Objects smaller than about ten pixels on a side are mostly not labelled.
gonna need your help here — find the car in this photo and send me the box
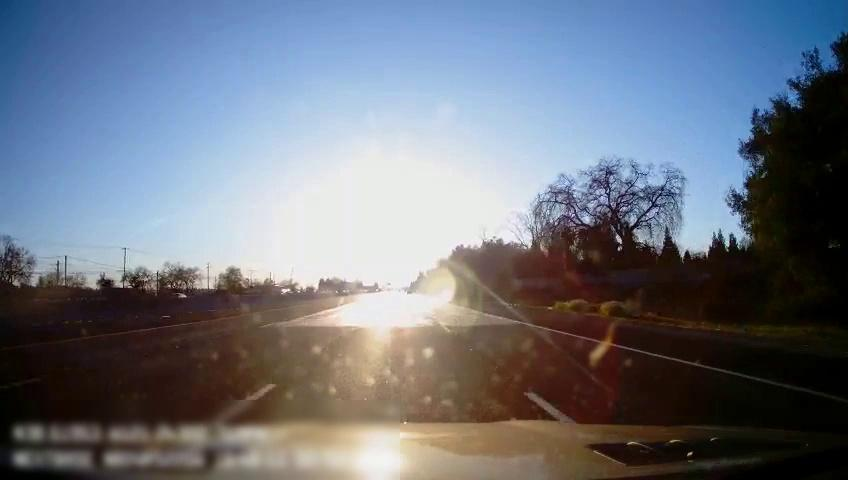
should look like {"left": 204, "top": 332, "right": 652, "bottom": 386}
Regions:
{"left": 170, "top": 293, "right": 187, "bottom": 299}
